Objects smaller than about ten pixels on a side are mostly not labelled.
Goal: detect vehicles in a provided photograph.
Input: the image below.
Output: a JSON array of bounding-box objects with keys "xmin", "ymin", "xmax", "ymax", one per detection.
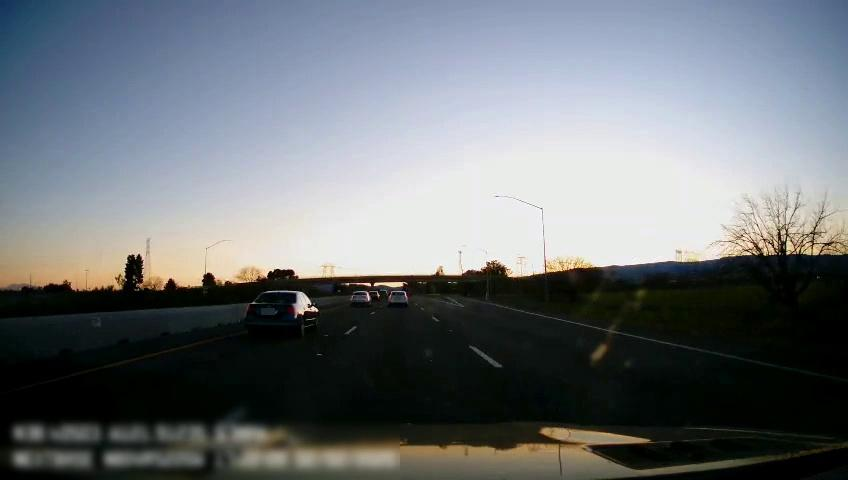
[
  {"xmin": 349, "ymin": 291, "xmax": 372, "ymax": 306},
  {"xmin": 245, "ymin": 290, "xmax": 322, "ymax": 337},
  {"xmin": 388, "ymin": 290, "xmax": 410, "ymax": 307},
  {"xmin": 368, "ymin": 290, "xmax": 381, "ymax": 301}
]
